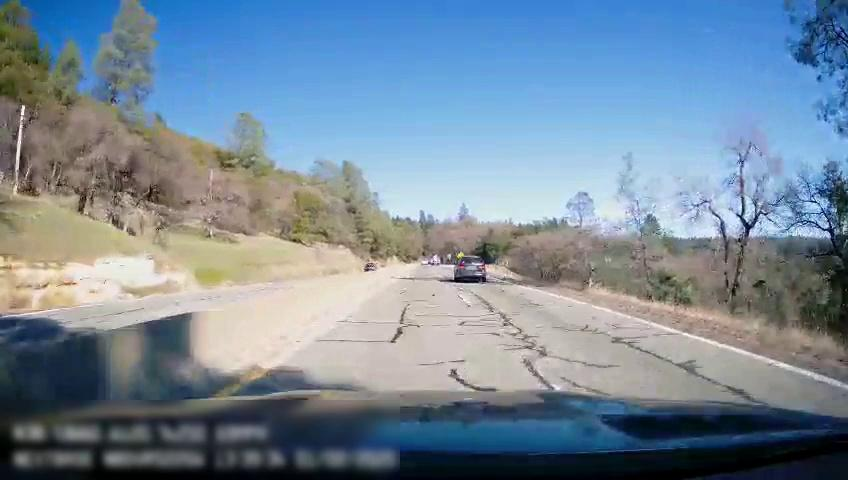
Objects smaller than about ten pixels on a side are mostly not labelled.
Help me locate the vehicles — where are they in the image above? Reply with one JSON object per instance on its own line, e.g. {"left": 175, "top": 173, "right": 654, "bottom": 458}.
{"left": 453, "top": 255, "right": 488, "bottom": 282}
{"left": 427, "top": 253, "right": 441, "bottom": 265}
{"left": 364, "top": 262, "right": 378, "bottom": 272}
